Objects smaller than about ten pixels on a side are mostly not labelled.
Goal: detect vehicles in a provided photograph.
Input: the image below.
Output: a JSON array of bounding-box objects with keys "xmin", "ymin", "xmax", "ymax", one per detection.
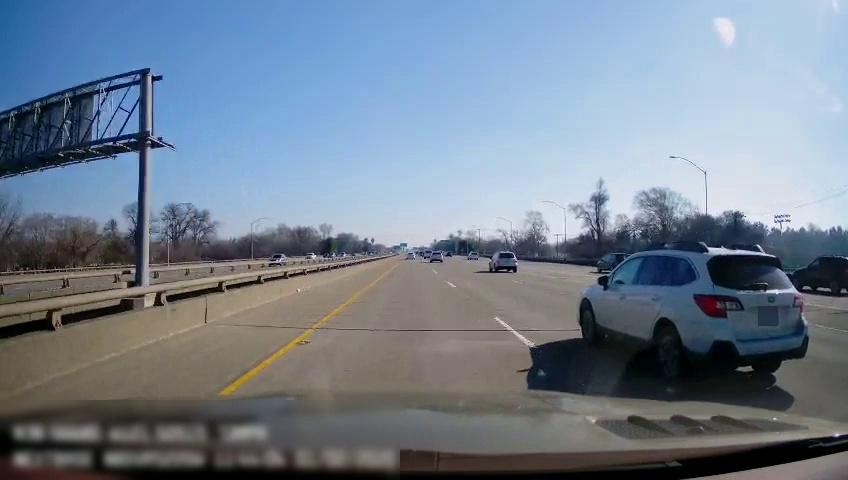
[
  {"xmin": 577, "ymin": 240, "xmax": 812, "ymax": 379},
  {"xmin": 783, "ymin": 255, "xmax": 848, "ymax": 297},
  {"xmin": 305, "ymin": 252, "xmax": 317, "ymax": 260},
  {"xmin": 467, "ymin": 251, "xmax": 479, "ymax": 261},
  {"xmin": 596, "ymin": 253, "xmax": 632, "ymax": 274},
  {"xmin": 267, "ymin": 253, "xmax": 289, "ymax": 267},
  {"xmin": 430, "ymin": 251, "xmax": 443, "ymax": 263},
  {"xmin": 488, "ymin": 250, "xmax": 518, "ymax": 273}
]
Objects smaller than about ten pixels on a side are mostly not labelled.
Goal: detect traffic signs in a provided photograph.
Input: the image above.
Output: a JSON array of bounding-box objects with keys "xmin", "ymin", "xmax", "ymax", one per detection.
[{"xmin": 0, "ymin": 81, "xmax": 96, "ymax": 162}]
